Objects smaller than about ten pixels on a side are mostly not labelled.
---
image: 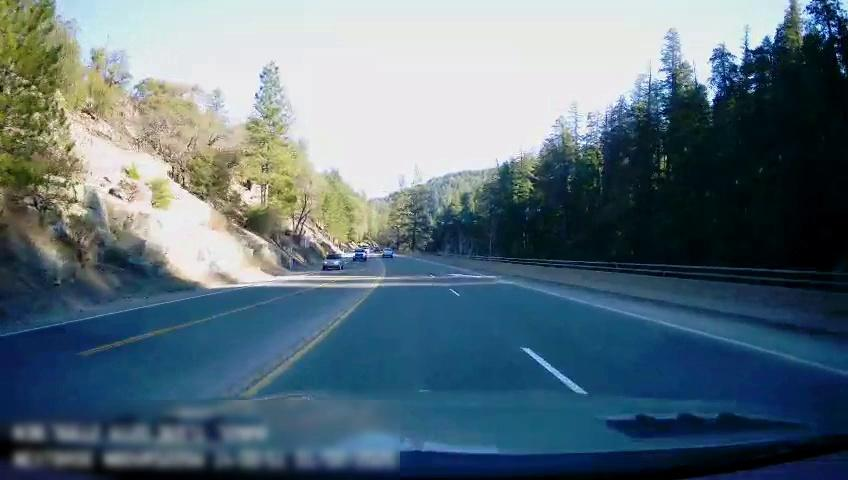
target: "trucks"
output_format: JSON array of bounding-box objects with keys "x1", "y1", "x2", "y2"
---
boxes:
[
  {"x1": 352, "y1": 249, "x2": 367, "y2": 262},
  {"x1": 380, "y1": 245, "x2": 394, "y2": 258}
]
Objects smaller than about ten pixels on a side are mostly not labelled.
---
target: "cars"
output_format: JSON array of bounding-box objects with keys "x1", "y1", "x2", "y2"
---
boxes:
[{"x1": 322, "y1": 254, "x2": 345, "y2": 271}]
